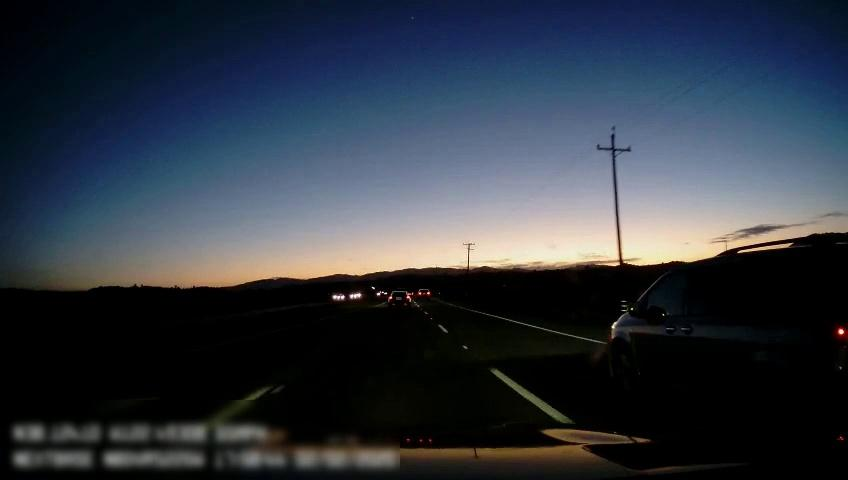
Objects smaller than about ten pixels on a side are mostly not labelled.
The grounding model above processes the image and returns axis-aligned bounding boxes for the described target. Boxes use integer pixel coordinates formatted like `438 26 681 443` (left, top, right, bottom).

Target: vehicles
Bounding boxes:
416 288 431 301
387 290 412 309
608 242 848 418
